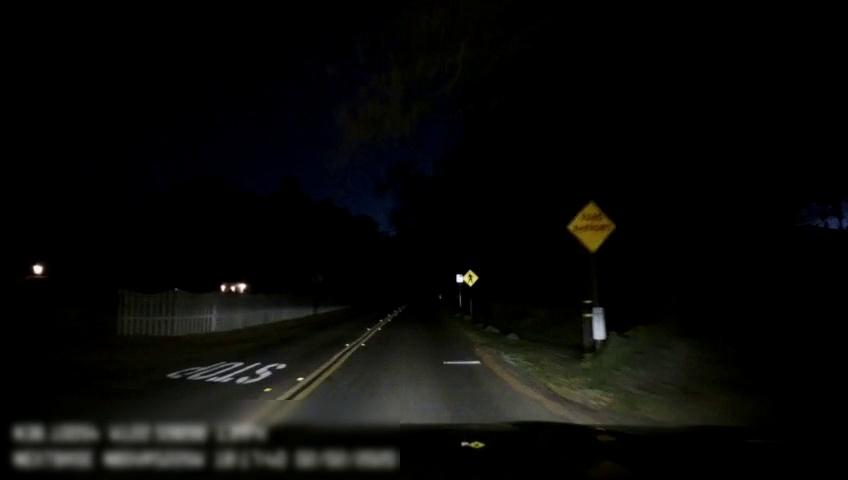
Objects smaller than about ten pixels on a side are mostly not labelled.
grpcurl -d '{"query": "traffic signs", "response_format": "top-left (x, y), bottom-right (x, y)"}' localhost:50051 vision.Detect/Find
top-left (567, 201), bottom-right (616, 255)
top-left (462, 269), bottom-right (479, 287)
